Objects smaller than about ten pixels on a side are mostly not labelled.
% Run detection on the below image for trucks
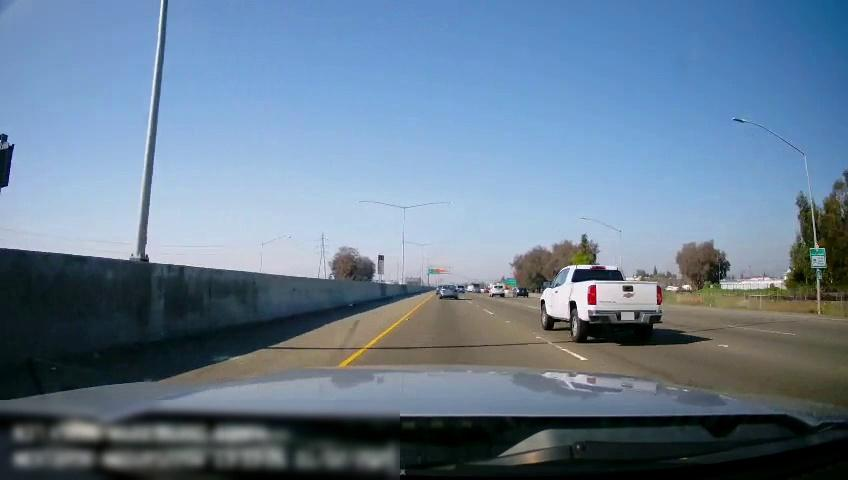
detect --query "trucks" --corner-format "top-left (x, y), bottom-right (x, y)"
top-left (540, 264), bottom-right (664, 344)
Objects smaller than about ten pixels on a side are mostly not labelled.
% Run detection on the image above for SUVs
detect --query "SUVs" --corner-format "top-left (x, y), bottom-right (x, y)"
top-left (489, 285), bottom-right (505, 297)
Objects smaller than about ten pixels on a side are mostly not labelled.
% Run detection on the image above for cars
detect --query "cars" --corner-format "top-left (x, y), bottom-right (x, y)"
top-left (438, 283), bottom-right (460, 300)
top-left (516, 287), bottom-right (529, 298)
